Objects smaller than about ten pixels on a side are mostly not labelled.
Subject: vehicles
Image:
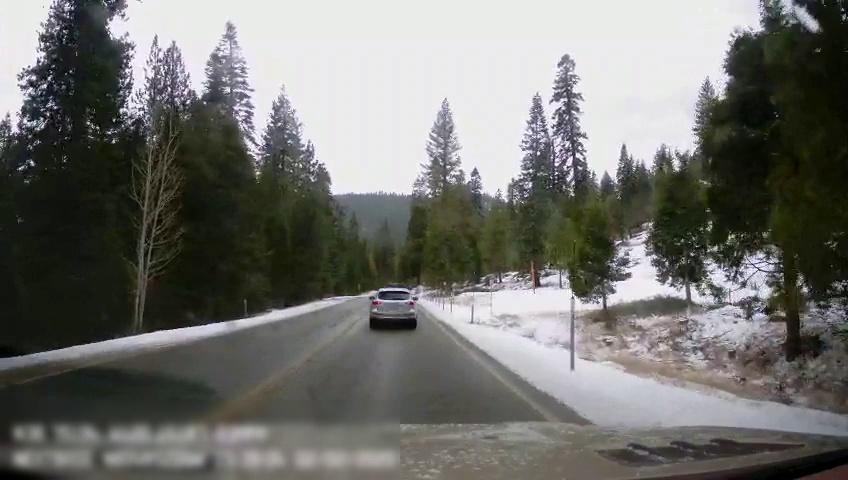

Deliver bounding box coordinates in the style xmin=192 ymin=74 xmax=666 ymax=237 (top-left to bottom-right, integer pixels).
xmin=382 ymin=283 xmax=403 ymax=288
xmin=368 ymin=287 xmax=419 ymax=329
